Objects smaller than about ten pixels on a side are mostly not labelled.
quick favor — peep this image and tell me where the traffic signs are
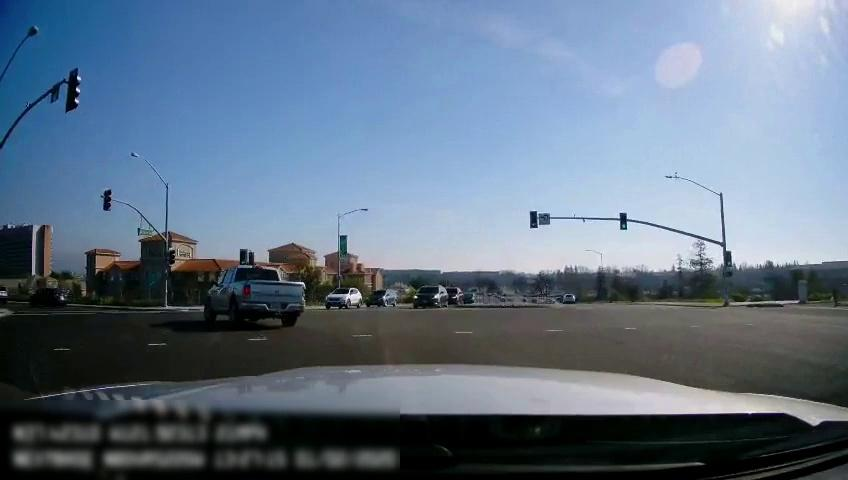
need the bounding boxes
[538,212,551,225]
[137,227,156,238]
[50,85,60,104]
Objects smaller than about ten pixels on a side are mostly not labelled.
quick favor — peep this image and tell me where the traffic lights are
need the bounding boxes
[248,251,255,266]
[168,248,177,266]
[724,250,732,268]
[619,212,628,231]
[102,189,113,211]
[65,67,82,112]
[239,248,249,267]
[529,210,538,229]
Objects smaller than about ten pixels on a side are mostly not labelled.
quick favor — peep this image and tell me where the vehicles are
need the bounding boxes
[0,286,9,305]
[203,265,306,328]
[462,292,476,304]
[29,287,66,306]
[562,293,576,304]
[413,285,449,309]
[325,288,363,310]
[365,289,398,308]
[444,287,464,306]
